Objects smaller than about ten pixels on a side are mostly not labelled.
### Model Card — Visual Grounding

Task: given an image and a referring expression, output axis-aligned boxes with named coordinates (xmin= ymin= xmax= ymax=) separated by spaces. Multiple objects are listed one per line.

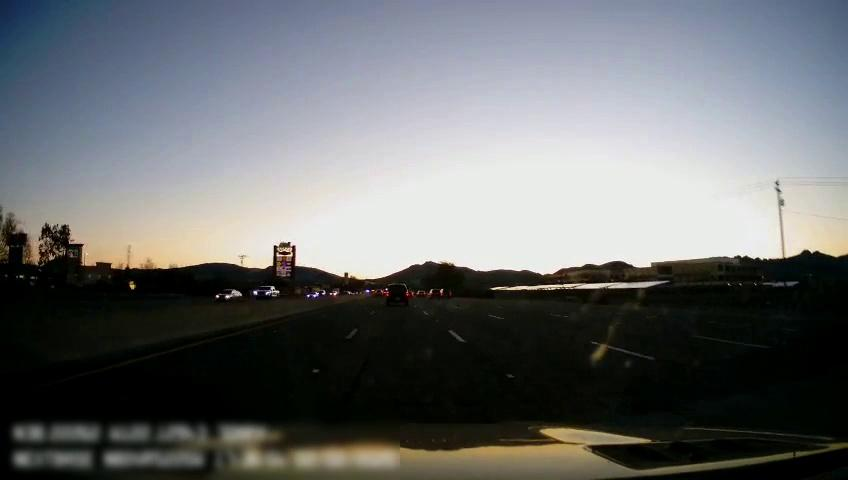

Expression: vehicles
xmin=306 ymin=291 xmax=320 ymax=299
xmin=440 ymin=288 xmax=451 ymax=297
xmin=251 ymin=285 xmax=281 ymax=299
xmin=384 ymin=283 xmax=409 ymax=308
xmin=215 ymin=288 xmax=243 ymax=302
xmin=427 ymin=288 xmax=443 ymax=300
